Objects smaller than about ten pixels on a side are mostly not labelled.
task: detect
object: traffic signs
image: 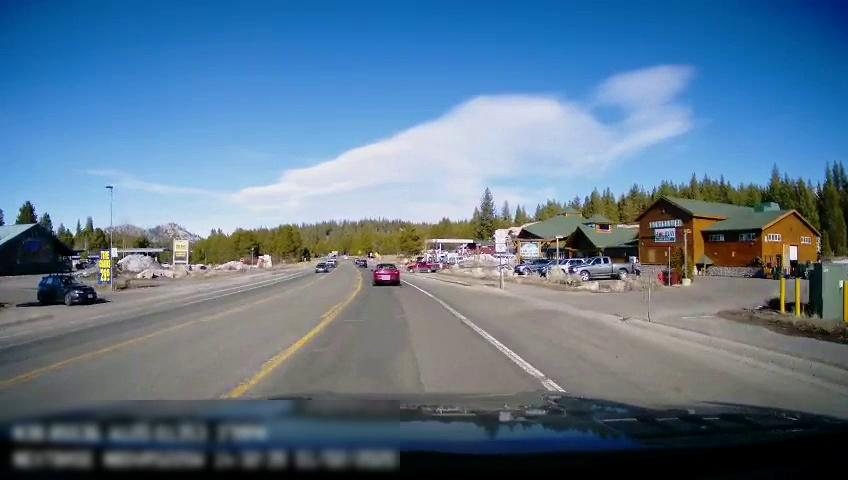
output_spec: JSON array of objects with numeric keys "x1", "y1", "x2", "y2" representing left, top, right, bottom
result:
[
  {"x1": 495, "y1": 244, "x2": 506, "y2": 253},
  {"x1": 495, "y1": 230, "x2": 506, "y2": 243}
]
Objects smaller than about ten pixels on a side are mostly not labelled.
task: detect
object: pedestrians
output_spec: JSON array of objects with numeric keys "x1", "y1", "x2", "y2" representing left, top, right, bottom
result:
[{"x1": 634, "y1": 257, "x2": 641, "y2": 278}]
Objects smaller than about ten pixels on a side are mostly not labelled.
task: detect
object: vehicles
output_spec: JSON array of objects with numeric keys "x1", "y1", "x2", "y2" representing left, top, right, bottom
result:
[
  {"x1": 569, "y1": 256, "x2": 634, "y2": 282},
  {"x1": 550, "y1": 258, "x2": 591, "y2": 274},
  {"x1": 371, "y1": 263, "x2": 401, "y2": 286},
  {"x1": 76, "y1": 261, "x2": 90, "y2": 271},
  {"x1": 537, "y1": 258, "x2": 566, "y2": 278},
  {"x1": 315, "y1": 263, "x2": 329, "y2": 273},
  {"x1": 515, "y1": 259, "x2": 552, "y2": 276},
  {"x1": 36, "y1": 275, "x2": 97, "y2": 306},
  {"x1": 357, "y1": 260, "x2": 368, "y2": 268},
  {"x1": 406, "y1": 260, "x2": 435, "y2": 273}
]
